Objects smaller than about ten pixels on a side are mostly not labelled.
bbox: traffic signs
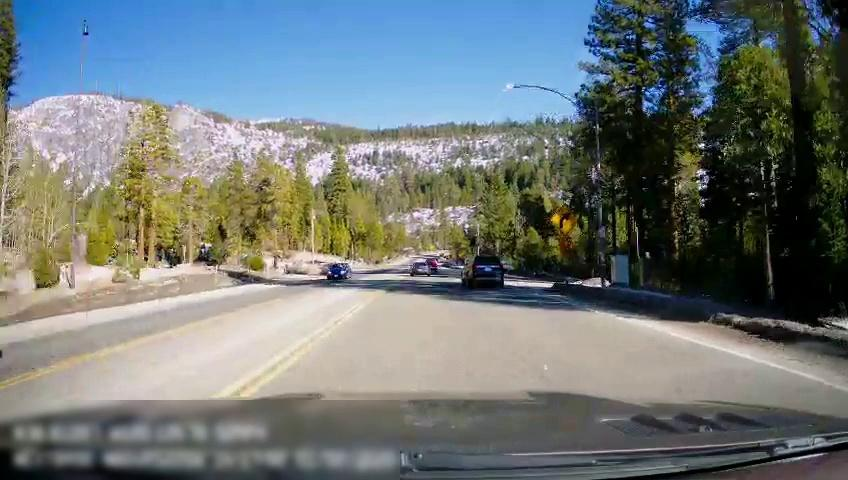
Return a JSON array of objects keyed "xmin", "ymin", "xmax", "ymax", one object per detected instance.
[{"xmin": 550, "ymin": 207, "xmax": 577, "ymax": 234}]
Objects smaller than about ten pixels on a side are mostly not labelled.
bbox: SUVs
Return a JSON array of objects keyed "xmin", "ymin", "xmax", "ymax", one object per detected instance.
[{"xmin": 460, "ymin": 254, "xmax": 505, "ymax": 288}]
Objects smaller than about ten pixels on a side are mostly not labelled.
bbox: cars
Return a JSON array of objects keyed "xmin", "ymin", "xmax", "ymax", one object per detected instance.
[
  {"xmin": 409, "ymin": 261, "xmax": 432, "ymax": 277},
  {"xmin": 424, "ymin": 258, "xmax": 438, "ymax": 273},
  {"xmin": 326, "ymin": 262, "xmax": 352, "ymax": 281}
]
